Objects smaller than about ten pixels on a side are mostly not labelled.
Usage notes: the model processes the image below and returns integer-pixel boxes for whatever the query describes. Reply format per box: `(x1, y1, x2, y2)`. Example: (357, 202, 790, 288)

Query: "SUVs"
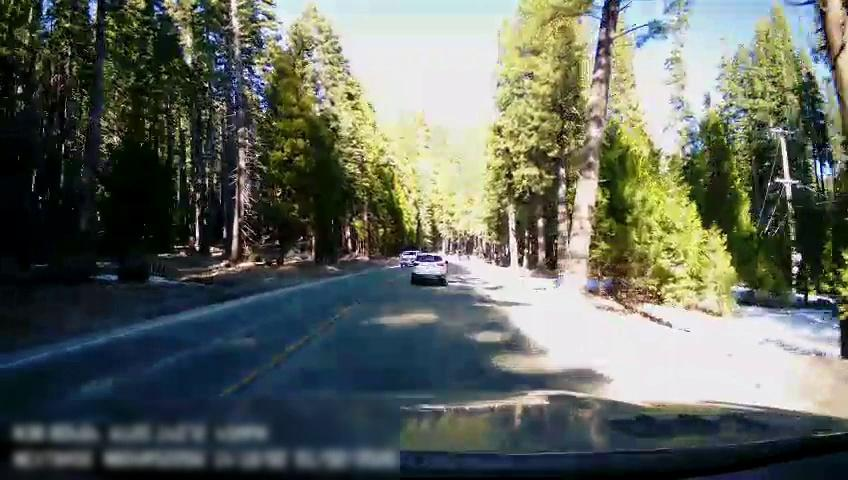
(399, 250, 422, 264)
(409, 252, 450, 286)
